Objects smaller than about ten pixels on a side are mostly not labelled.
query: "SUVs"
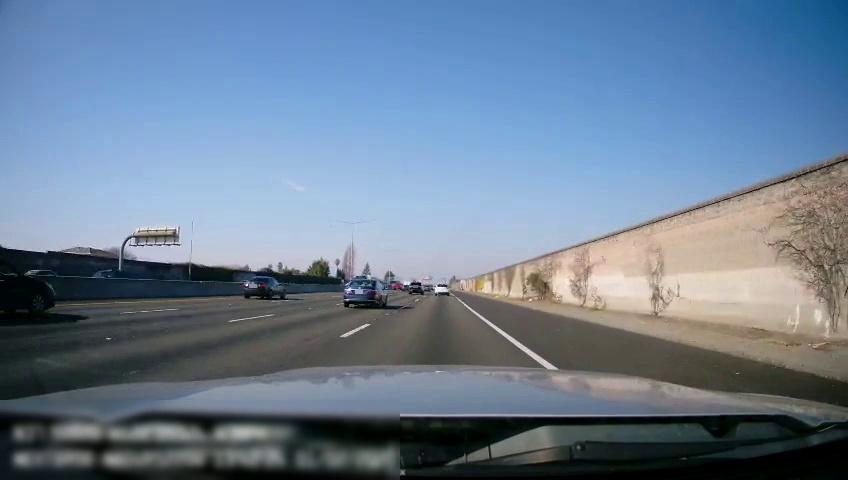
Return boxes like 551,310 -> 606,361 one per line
434,284 -> 450,296
407,281 -> 424,295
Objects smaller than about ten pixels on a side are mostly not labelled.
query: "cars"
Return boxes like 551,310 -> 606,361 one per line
0,255 -> 58,317
342,278 -> 388,310
239,276 -> 289,301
